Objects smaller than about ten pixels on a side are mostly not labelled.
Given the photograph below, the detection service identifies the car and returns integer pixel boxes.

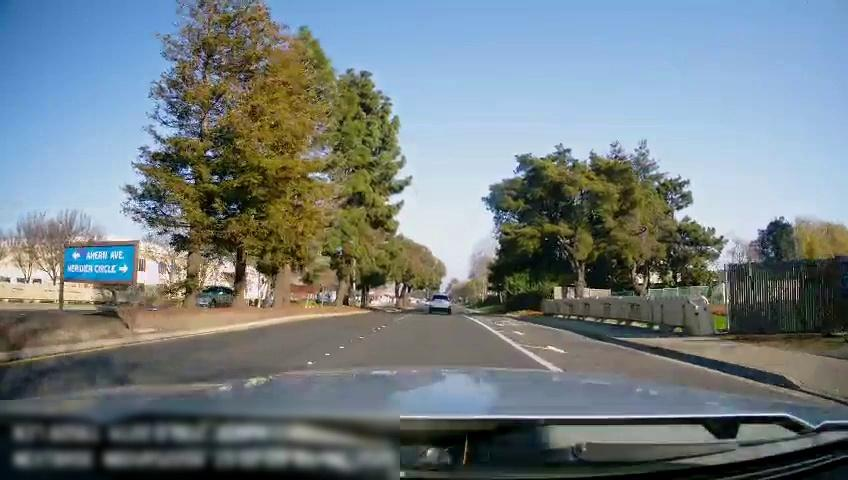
[198,285,236,309]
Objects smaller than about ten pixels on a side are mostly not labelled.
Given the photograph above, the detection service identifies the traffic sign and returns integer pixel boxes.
[62,243,137,284]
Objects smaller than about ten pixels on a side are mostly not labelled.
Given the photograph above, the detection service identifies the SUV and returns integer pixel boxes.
[427,293,452,316]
